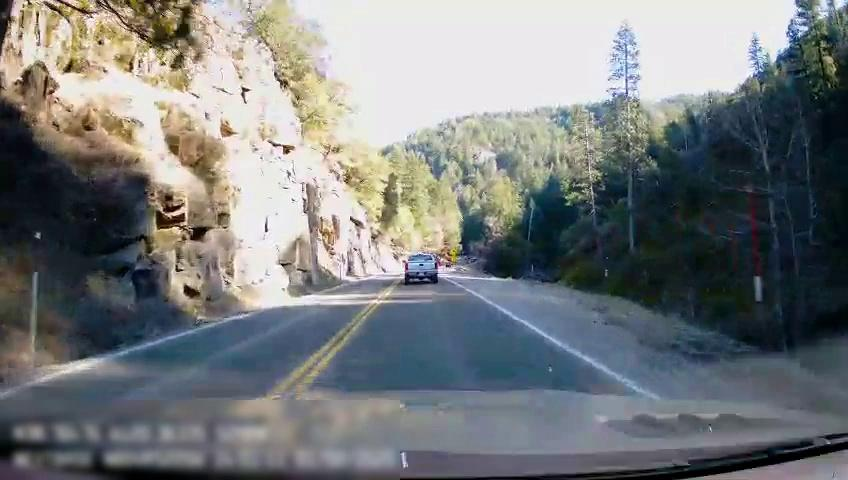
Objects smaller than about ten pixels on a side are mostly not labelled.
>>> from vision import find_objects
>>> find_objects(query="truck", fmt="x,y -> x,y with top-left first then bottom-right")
402,254 -> 439,283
